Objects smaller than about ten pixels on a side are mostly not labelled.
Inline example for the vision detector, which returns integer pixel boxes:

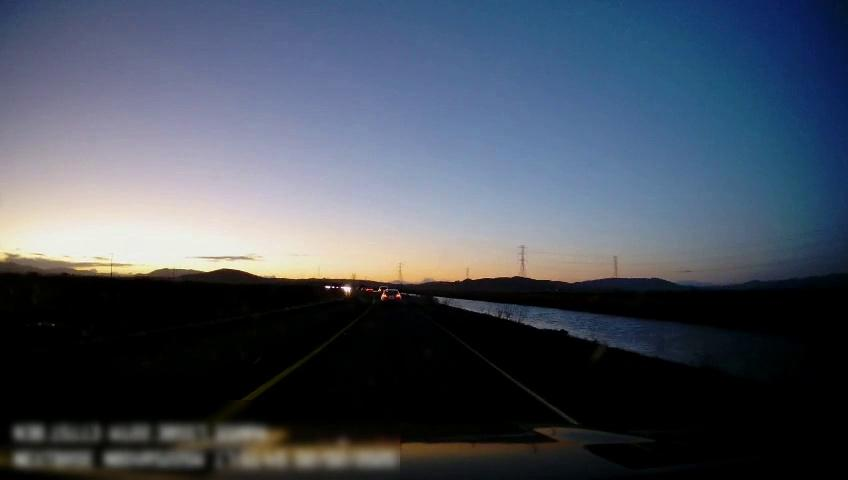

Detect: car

[381,289,401,304]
